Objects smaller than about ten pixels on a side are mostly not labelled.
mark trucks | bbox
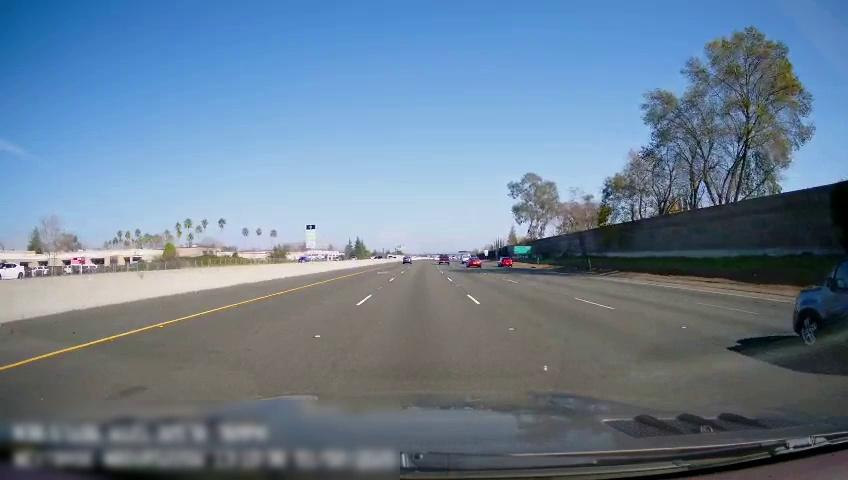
[297,255,312,263]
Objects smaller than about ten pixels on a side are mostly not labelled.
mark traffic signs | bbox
[513,246,534,257]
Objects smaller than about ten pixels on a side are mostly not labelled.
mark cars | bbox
[495,256,515,268]
[464,255,481,268]
[437,253,450,265]
[401,255,412,265]
[0,263,24,281]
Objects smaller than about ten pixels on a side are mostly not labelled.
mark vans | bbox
[791,258,848,347]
